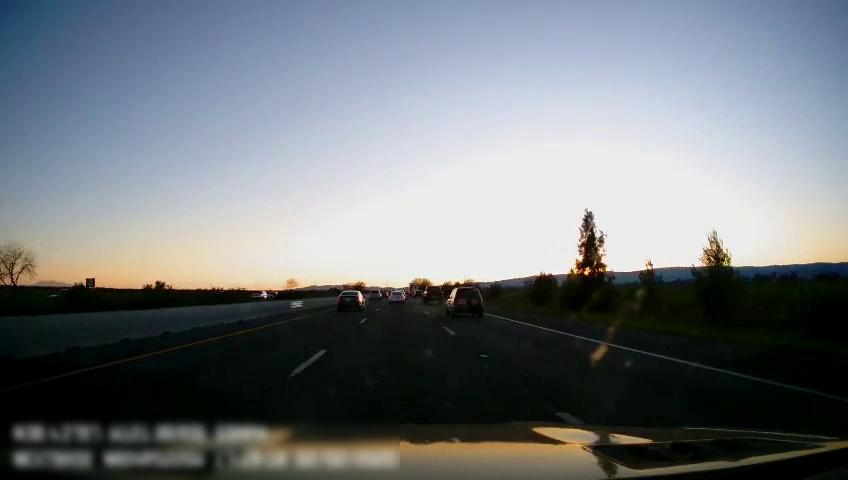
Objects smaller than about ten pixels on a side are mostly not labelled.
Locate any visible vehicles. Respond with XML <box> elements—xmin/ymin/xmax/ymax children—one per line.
<box><xmin>251</xmin><ymin>290</ymin><xmax>270</xmax><ymax>300</ymax></box>
<box><xmin>445</xmin><ymin>286</ymin><xmax>484</xmax><ymax>319</ymax></box>
<box><xmin>48</xmin><ymin>288</ymin><xmax>71</xmax><ymax>302</ymax></box>
<box><xmin>368</xmin><ymin>289</ymin><xmax>382</xmax><ymax>302</ymax></box>
<box><xmin>408</xmin><ymin>282</ymin><xmax>419</xmax><ymax>296</ymax></box>
<box><xmin>337</xmin><ymin>290</ymin><xmax>366</xmax><ymax>313</ymax></box>
<box><xmin>422</xmin><ymin>286</ymin><xmax>443</xmax><ymax>304</ymax></box>
<box><xmin>389</xmin><ymin>291</ymin><xmax>404</xmax><ymax>304</ymax></box>
<box><xmin>266</xmin><ymin>291</ymin><xmax>281</xmax><ymax>299</ymax></box>
<box><xmin>413</xmin><ymin>289</ymin><xmax>423</xmax><ymax>298</ymax></box>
